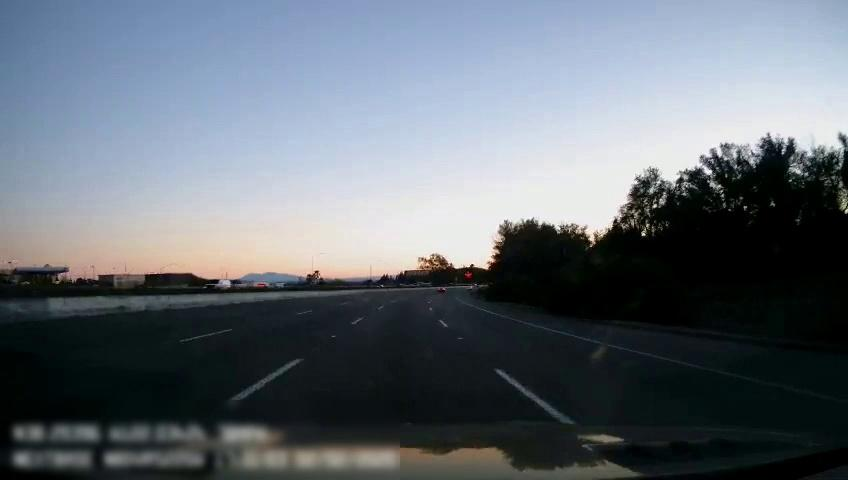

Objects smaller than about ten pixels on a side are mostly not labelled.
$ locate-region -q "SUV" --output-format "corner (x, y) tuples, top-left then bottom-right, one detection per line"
(203, 279), (232, 293)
